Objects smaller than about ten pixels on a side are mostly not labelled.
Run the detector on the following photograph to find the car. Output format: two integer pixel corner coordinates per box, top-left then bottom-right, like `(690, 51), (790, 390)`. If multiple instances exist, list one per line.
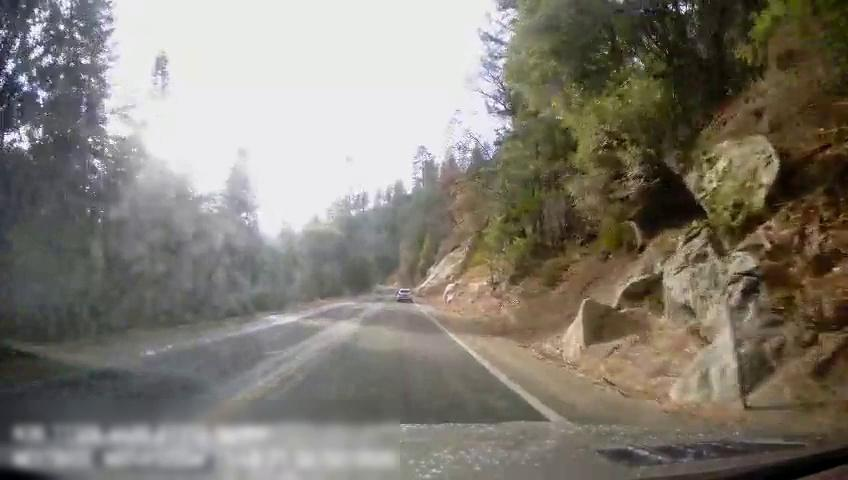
(396, 287), (413, 303)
